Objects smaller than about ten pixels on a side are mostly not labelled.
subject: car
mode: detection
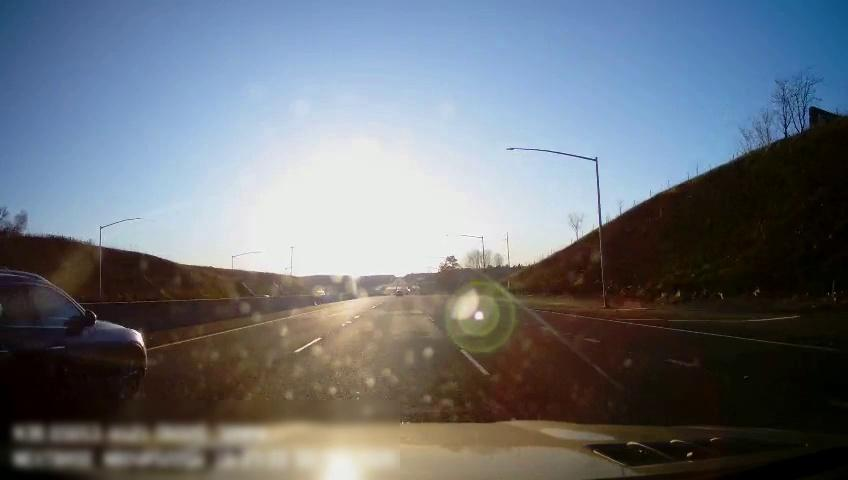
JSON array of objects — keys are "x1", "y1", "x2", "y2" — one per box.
[{"x1": 0, "y1": 270, "x2": 151, "y2": 407}]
